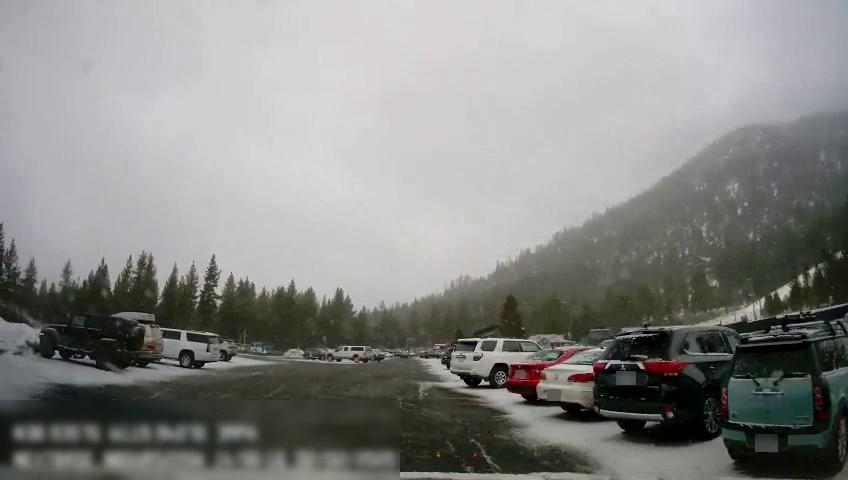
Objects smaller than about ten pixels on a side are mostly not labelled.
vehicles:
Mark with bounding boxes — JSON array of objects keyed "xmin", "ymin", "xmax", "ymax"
[
  {"xmin": 506, "ymin": 347, "xmax": 593, "ymax": 403},
  {"xmin": 327, "ymin": 346, "xmax": 373, "ymax": 365},
  {"xmin": 440, "ymin": 348, "xmax": 451, "ymax": 369},
  {"xmin": 591, "ymin": 326, "xmax": 749, "ymax": 442},
  {"xmin": 218, "ymin": 335, "xmax": 239, "ymax": 361},
  {"xmin": 721, "ymin": 332, "xmax": 848, "ymax": 476},
  {"xmin": 137, "ymin": 324, "xmax": 163, "ymax": 368},
  {"xmin": 537, "ymin": 348, "xmax": 601, "ymax": 417},
  {"xmin": 161, "ymin": 326, "xmax": 220, "ymax": 369},
  {"xmin": 303, "ymin": 347, "xmax": 327, "ymax": 361},
  {"xmin": 449, "ymin": 337, "xmax": 545, "ymax": 389},
  {"xmin": 37, "ymin": 316, "xmax": 146, "ymax": 373}
]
